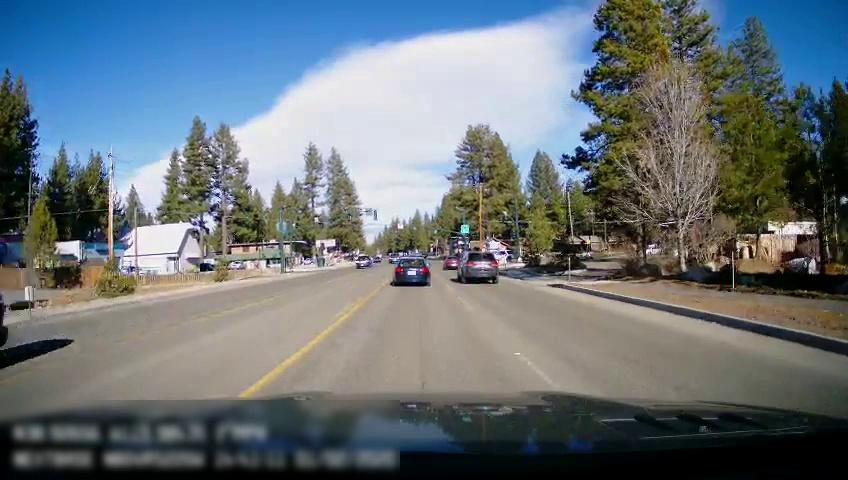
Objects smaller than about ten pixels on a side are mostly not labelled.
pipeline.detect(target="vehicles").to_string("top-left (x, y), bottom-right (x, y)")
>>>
top-left (393, 256), bottom-right (430, 286)
top-left (443, 256), bottom-right (458, 270)
top-left (0, 293), bottom-right (9, 347)
top-left (355, 254), bottom-right (372, 269)
top-left (456, 252), bottom-right (499, 284)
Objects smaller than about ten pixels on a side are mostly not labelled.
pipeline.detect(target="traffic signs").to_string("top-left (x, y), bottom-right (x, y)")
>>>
top-left (461, 222), bottom-right (471, 234)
